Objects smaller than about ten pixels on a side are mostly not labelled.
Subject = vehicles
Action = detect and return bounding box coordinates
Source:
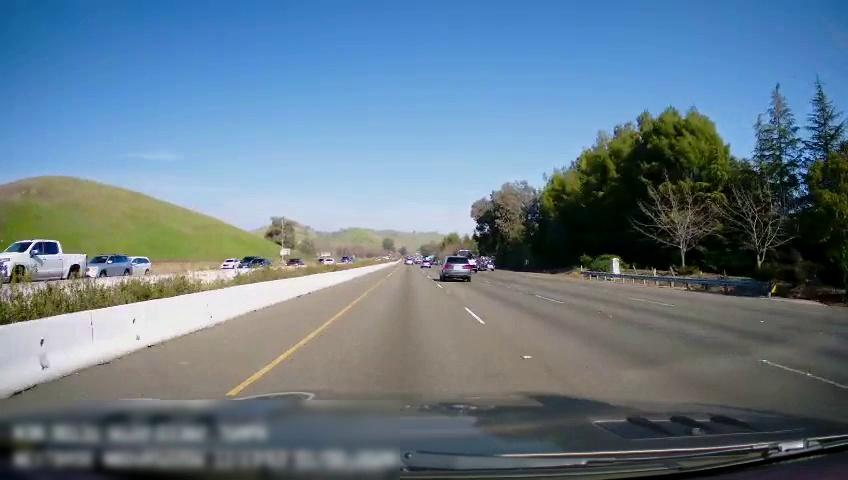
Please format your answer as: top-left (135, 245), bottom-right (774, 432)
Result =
top-left (285, 258), bottom-right (305, 266)
top-left (126, 256), bottom-right (152, 277)
top-left (439, 255), bottom-right (473, 282)
top-left (322, 257), bottom-right (337, 265)
top-left (0, 239), bottom-right (91, 285)
top-left (457, 248), bottom-right (480, 273)
top-left (475, 255), bottom-right (497, 272)
top-left (221, 257), bottom-right (242, 270)
top-left (237, 256), bottom-right (259, 269)
top-left (340, 256), bottom-right (352, 263)
top-left (83, 255), bottom-right (133, 278)
top-left (420, 259), bottom-right (432, 269)
top-left (248, 257), bottom-right (273, 269)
